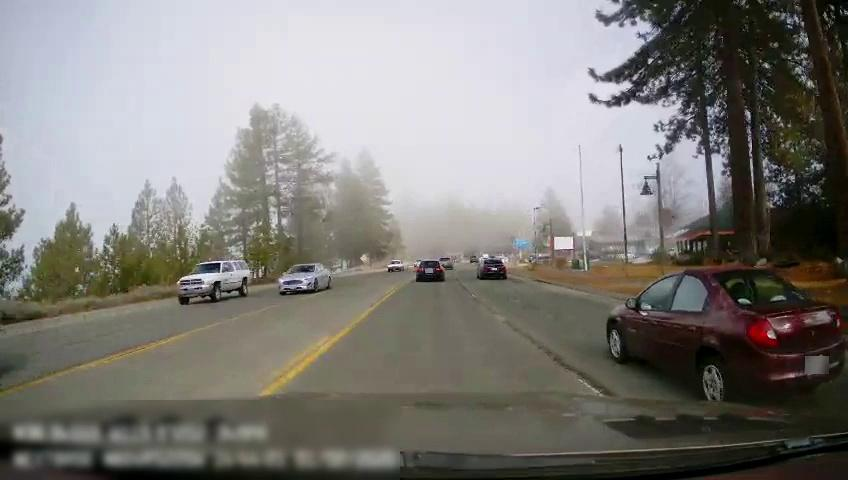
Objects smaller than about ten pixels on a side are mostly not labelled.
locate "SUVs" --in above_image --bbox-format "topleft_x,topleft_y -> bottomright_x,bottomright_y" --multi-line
175,260 -> 251,305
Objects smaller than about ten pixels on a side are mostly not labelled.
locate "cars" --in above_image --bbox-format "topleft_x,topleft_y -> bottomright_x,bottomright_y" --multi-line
278,263 -> 334,295
387,259 -> 405,272
477,258 -> 507,279
438,258 -> 452,270
604,267 -> 844,400
416,260 -> 445,283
